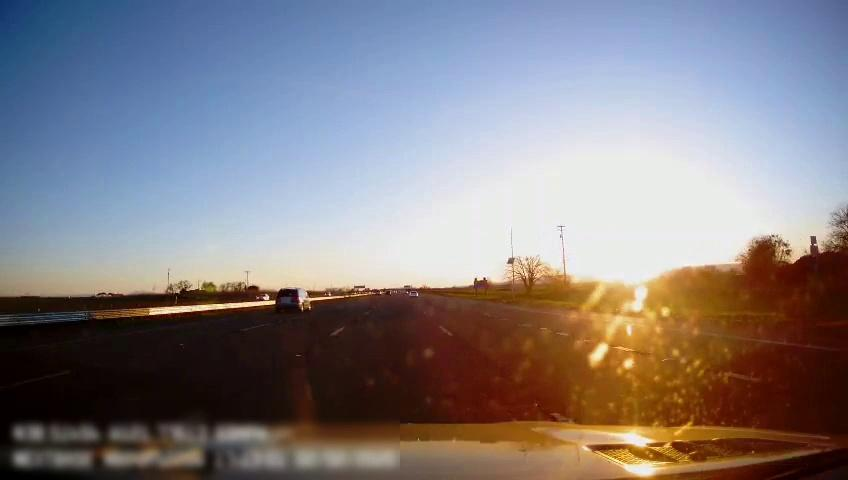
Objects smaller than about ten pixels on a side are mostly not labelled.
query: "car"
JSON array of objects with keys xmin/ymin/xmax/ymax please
[{"xmin": 256, "ymin": 293, "xmax": 270, "ymax": 302}]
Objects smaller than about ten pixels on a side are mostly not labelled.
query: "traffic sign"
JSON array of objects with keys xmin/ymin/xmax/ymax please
[{"xmin": 474, "ymin": 280, "xmax": 488, "ymax": 289}]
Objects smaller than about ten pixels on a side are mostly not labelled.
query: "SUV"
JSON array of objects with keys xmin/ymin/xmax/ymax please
[{"xmin": 275, "ymin": 288, "xmax": 312, "ymax": 313}]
